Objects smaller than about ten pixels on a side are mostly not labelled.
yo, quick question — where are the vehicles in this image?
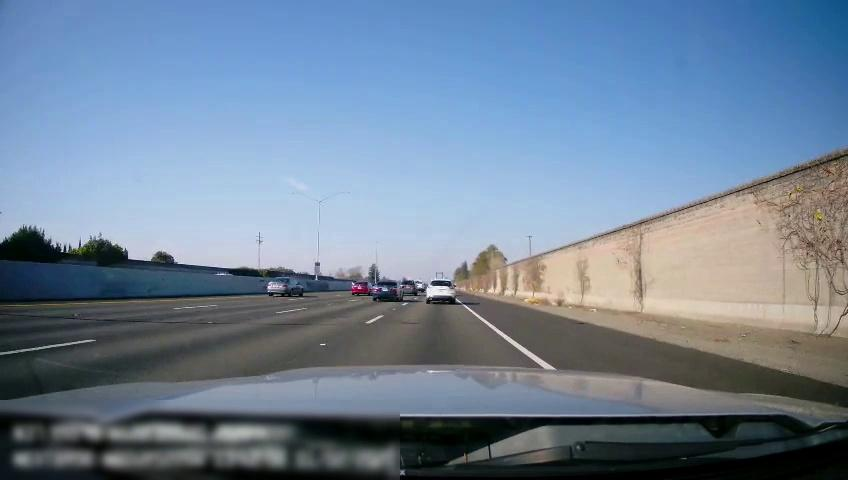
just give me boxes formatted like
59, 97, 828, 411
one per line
351, 280, 374, 296
267, 277, 305, 297
425, 279, 457, 304
399, 280, 419, 296
372, 280, 405, 302
414, 280, 425, 293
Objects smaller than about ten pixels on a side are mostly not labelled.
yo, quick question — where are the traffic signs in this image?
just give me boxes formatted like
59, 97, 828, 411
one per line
314, 262, 320, 273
